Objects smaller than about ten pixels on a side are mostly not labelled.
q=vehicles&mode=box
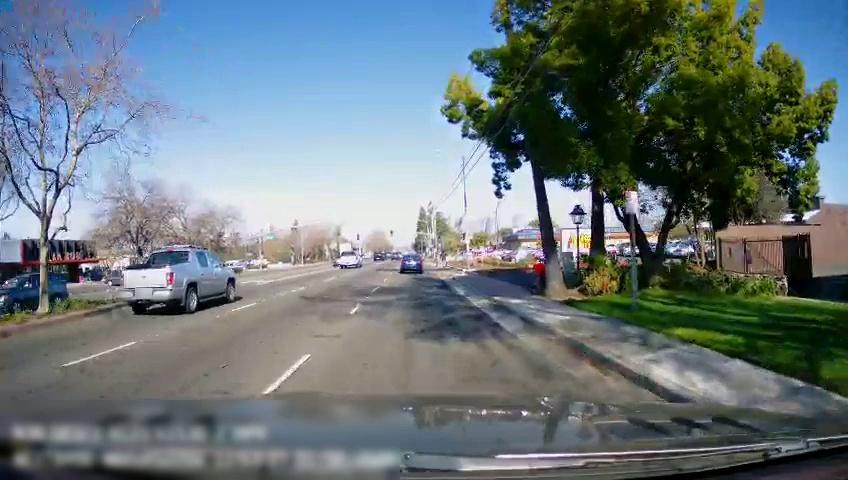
[120,244,239,315]
[0,271,70,317]
[338,250,363,269]
[398,252,424,274]
[374,254,385,262]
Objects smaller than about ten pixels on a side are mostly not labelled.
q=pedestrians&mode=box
[440,249,448,270]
